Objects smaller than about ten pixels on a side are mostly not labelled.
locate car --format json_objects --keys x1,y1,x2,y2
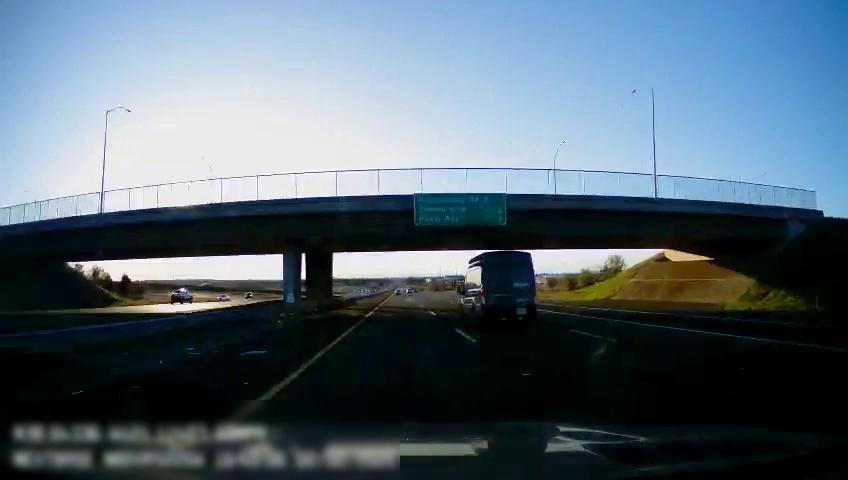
[{"x1": 217, "y1": 293, "x2": 231, "y2": 303}]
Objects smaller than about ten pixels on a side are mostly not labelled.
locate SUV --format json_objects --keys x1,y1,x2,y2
[{"x1": 170, "y1": 288, "x2": 193, "y2": 305}]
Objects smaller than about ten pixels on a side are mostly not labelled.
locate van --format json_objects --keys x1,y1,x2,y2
[{"x1": 456, "y1": 251, "x2": 536, "y2": 329}]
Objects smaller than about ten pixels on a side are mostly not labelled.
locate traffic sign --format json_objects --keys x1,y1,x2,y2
[{"x1": 414, "y1": 193, "x2": 507, "y2": 226}]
